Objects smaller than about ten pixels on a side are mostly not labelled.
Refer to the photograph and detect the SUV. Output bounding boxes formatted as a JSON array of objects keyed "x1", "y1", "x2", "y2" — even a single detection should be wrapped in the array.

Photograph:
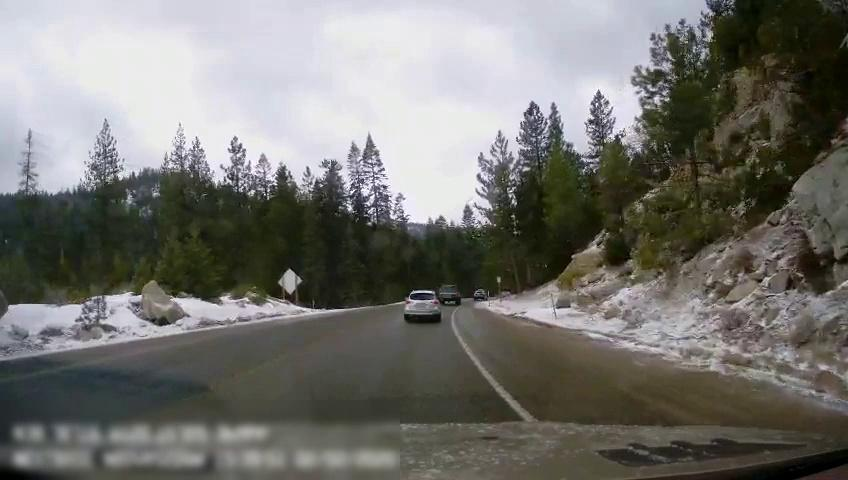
[{"x1": 404, "y1": 290, "x2": 441, "y2": 321}]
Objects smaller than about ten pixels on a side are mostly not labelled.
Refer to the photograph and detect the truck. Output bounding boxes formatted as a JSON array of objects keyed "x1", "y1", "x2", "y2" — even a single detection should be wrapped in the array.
[{"x1": 438, "y1": 285, "x2": 461, "y2": 305}]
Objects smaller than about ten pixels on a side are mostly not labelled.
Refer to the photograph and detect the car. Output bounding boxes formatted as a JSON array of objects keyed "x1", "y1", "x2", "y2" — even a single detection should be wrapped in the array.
[{"x1": 474, "y1": 290, "x2": 486, "y2": 300}]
